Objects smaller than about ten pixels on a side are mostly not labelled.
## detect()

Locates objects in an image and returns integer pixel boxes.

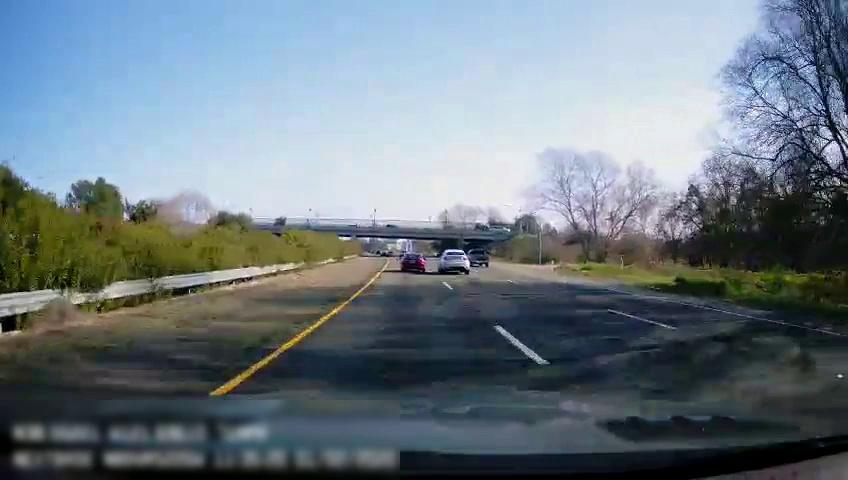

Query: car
[400,253,426,273]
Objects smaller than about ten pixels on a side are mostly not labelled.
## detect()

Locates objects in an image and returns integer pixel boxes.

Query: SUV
[437,248,470,275]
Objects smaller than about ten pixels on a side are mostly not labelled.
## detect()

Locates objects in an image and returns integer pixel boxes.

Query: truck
[466,248,489,267]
